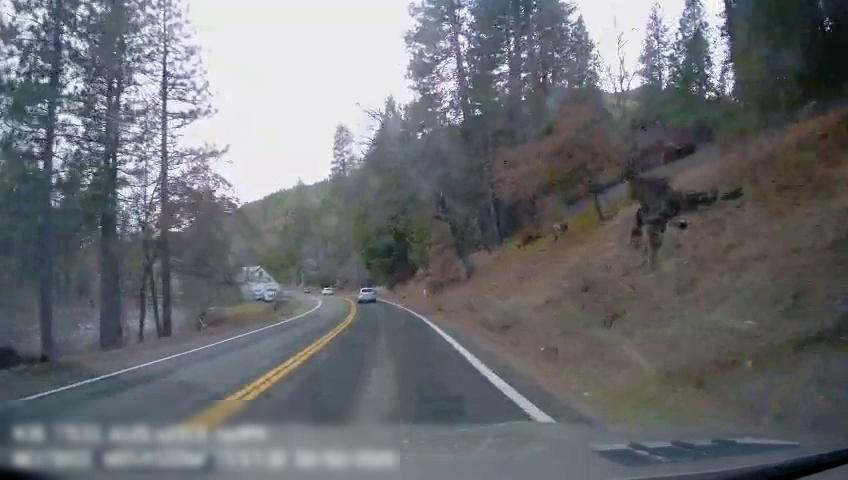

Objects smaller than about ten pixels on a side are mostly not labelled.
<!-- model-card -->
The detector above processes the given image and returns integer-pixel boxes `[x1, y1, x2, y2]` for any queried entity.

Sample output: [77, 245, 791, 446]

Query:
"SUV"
[322, 287, 333, 296]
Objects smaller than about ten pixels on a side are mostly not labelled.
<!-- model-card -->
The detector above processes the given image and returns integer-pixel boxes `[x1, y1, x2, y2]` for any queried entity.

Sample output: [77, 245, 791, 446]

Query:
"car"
[358, 287, 377, 303]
